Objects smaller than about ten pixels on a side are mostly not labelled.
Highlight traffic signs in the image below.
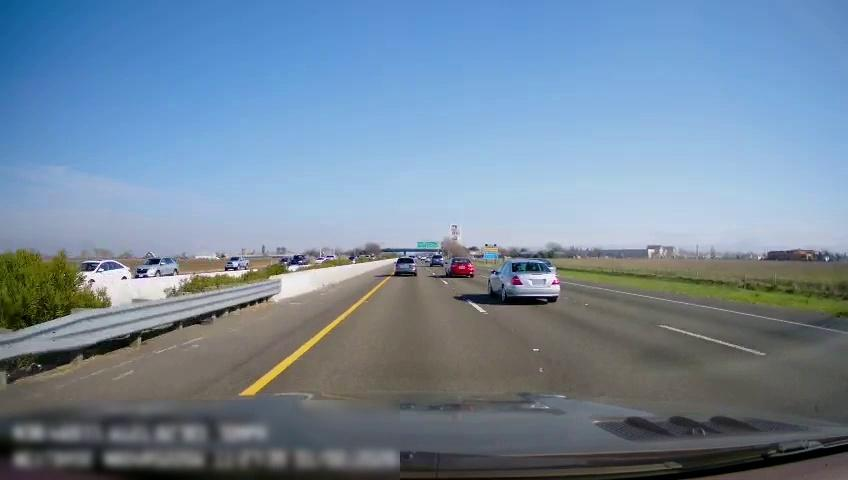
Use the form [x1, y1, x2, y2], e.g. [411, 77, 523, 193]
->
[484, 253, 497, 261]
[483, 249, 496, 253]
[416, 241, 443, 251]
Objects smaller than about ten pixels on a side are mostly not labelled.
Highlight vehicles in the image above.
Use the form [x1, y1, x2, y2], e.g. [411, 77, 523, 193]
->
[292, 254, 309, 266]
[135, 257, 179, 279]
[225, 255, 250, 273]
[533, 258, 558, 272]
[313, 257, 325, 265]
[75, 260, 132, 286]
[428, 254, 446, 267]
[324, 254, 338, 263]
[487, 259, 559, 306]
[394, 256, 417, 276]
[277, 258, 293, 267]
[445, 256, 475, 279]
